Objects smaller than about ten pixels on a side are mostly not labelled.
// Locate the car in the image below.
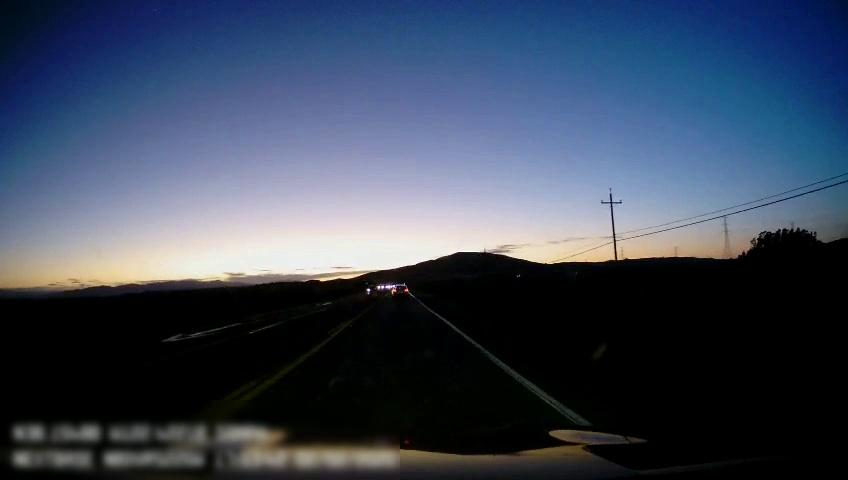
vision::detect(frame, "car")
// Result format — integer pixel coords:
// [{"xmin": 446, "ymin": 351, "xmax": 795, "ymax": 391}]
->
[{"xmin": 391, "ymin": 284, "xmax": 410, "ymax": 299}]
